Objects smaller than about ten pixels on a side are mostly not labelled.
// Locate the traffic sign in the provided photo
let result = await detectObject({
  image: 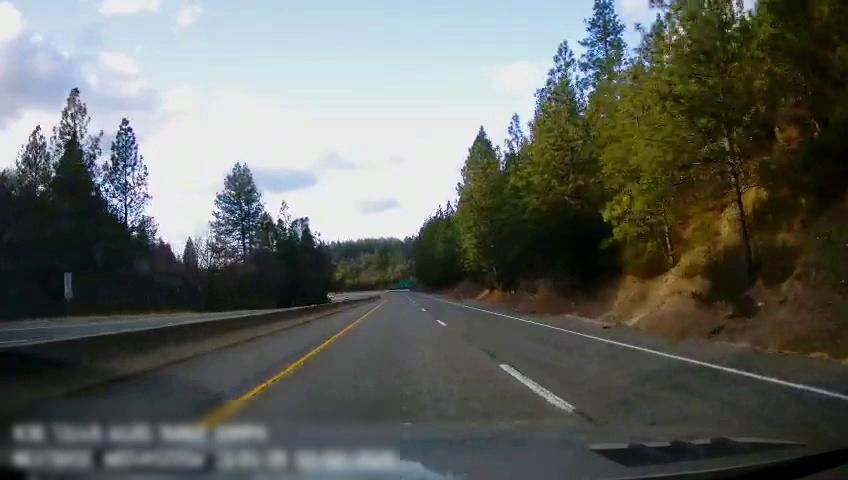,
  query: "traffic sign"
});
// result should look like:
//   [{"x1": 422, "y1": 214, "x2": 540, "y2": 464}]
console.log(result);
[{"x1": 399, "y1": 280, "x2": 412, "y2": 287}]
